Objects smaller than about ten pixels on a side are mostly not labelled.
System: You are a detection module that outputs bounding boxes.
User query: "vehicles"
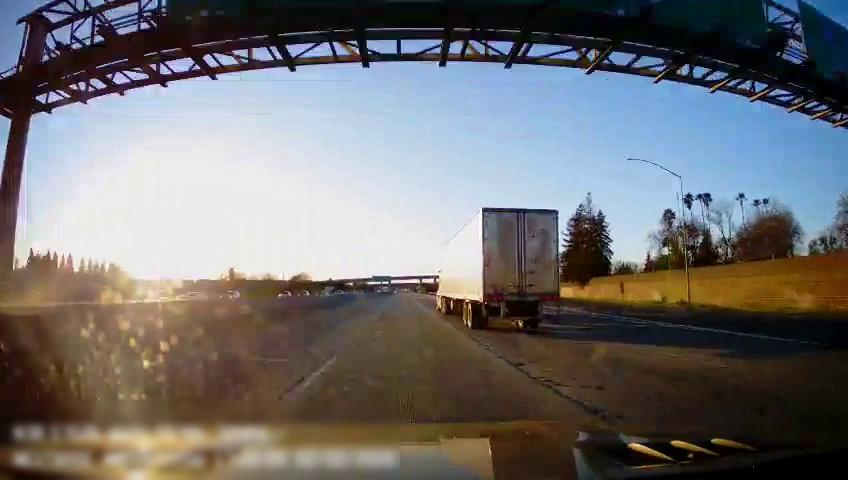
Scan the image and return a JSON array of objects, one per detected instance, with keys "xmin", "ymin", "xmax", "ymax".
[
  {"xmin": 277, "ymin": 291, "xmax": 292, "ymax": 298},
  {"xmin": 219, "ymin": 291, "xmax": 241, "ymax": 301},
  {"xmin": 433, "ymin": 206, "xmax": 561, "ymax": 330},
  {"xmin": 177, "ymin": 292, "xmax": 208, "ymax": 303},
  {"xmin": 297, "ymin": 291, "xmax": 310, "ymax": 298}
]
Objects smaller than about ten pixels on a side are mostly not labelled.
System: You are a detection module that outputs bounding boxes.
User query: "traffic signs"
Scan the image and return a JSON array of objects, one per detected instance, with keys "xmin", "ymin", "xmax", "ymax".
[
  {"xmin": 166, "ymin": 0, "xmax": 767, "ymax": 65},
  {"xmin": 372, "ymin": 275, "xmax": 390, "ymax": 282},
  {"xmin": 798, "ymin": 0, "xmax": 848, "ymax": 82}
]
